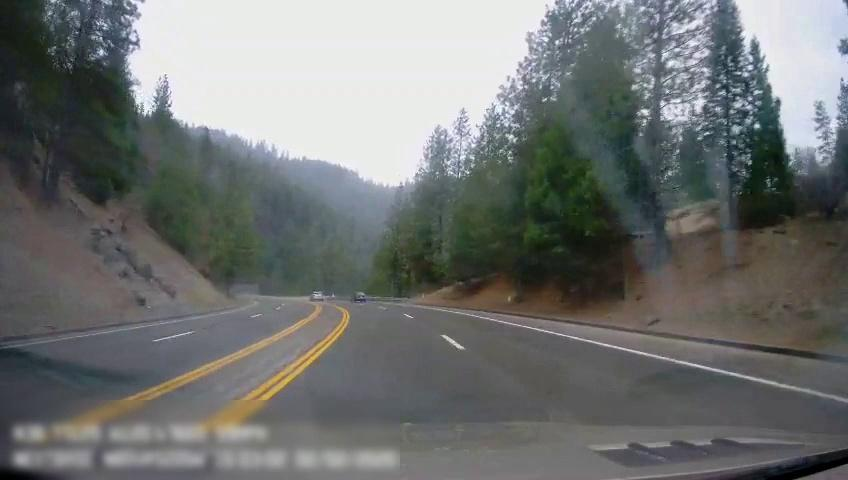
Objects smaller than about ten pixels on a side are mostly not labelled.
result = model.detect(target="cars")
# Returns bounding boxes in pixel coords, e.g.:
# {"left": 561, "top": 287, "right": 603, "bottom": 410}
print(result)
{"left": 309, "top": 291, "right": 324, "bottom": 302}
{"left": 352, "top": 292, "right": 367, "bottom": 302}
